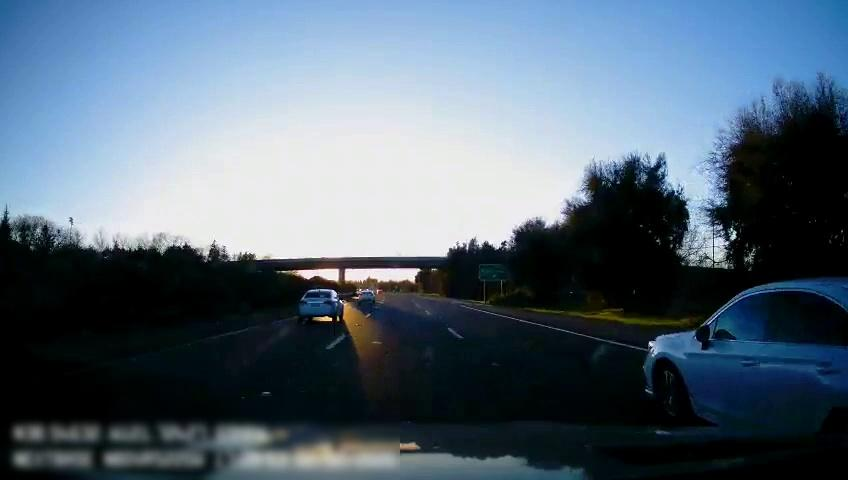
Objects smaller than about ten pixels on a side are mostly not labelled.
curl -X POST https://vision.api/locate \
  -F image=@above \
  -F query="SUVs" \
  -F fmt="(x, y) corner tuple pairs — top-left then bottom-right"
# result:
(299, 289), (345, 323)
(358, 290), (375, 303)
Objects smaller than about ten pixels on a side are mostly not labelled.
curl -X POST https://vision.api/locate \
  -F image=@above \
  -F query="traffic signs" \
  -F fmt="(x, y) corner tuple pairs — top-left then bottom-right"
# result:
(478, 264), (512, 282)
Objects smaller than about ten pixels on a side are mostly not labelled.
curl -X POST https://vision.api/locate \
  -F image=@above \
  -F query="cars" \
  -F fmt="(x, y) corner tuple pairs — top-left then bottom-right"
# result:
(643, 276), (848, 439)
